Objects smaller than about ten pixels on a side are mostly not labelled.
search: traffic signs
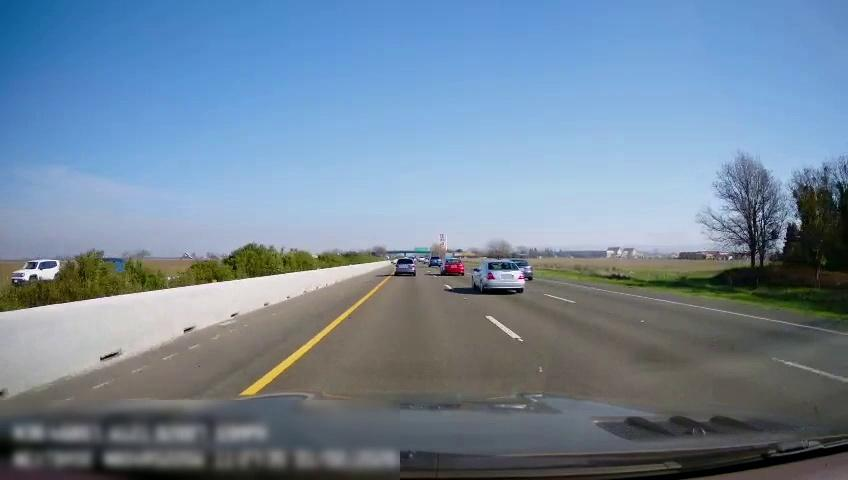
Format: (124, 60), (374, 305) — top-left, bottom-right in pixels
(415, 246), (428, 253)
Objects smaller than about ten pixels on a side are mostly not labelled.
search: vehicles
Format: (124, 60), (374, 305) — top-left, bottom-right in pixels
(471, 259), (526, 295)
(427, 256), (443, 268)
(512, 259), (533, 282)
(440, 258), (465, 277)
(394, 257), (417, 277)
(11, 260), (63, 288)
(100, 256), (128, 274)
